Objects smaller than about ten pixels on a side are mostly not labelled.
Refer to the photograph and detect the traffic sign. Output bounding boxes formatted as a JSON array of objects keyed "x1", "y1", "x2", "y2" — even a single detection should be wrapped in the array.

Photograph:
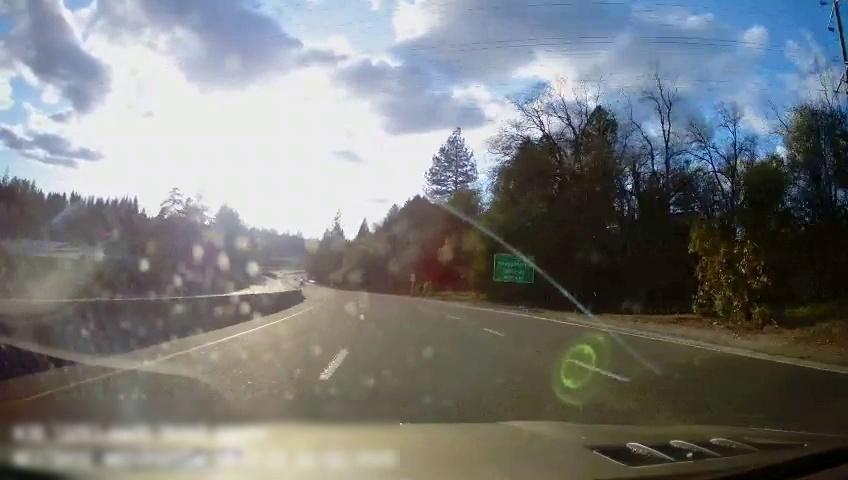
[{"x1": 493, "y1": 253, "x2": 535, "y2": 285}]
